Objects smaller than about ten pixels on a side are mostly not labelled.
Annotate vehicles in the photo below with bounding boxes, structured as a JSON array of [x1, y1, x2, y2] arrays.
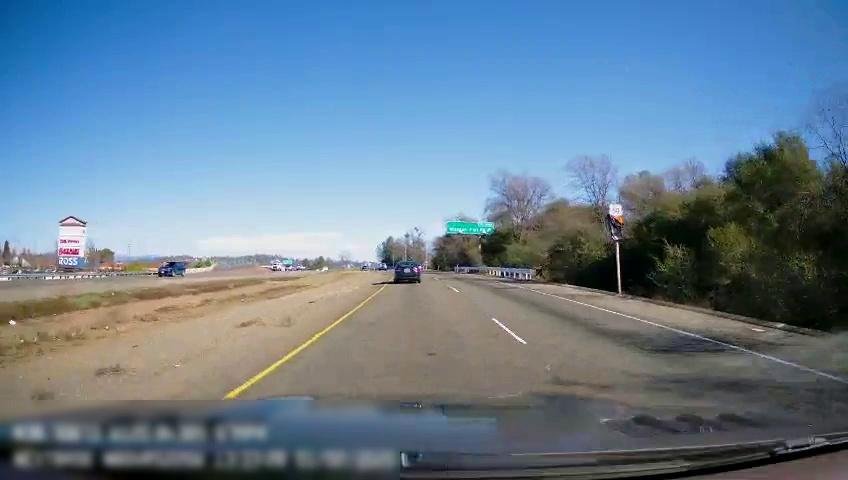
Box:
[[391, 260, 422, 285], [271, 263, 285, 272], [157, 261, 185, 278]]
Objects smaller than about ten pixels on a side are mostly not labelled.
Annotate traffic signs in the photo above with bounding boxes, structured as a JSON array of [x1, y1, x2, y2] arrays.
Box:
[[445, 221, 495, 235]]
